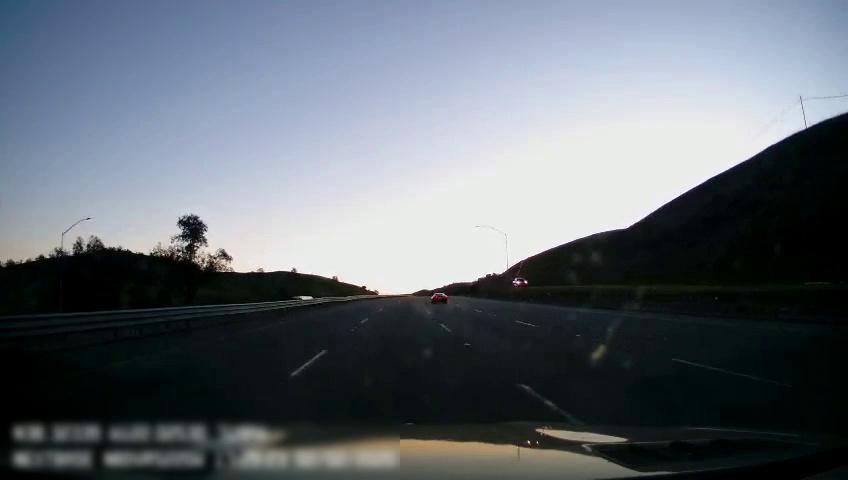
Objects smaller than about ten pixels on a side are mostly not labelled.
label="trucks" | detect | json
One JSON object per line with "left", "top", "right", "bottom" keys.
{"left": 511, "top": 277, "right": 528, "bottom": 288}
{"left": 290, "top": 295, "right": 314, "bottom": 301}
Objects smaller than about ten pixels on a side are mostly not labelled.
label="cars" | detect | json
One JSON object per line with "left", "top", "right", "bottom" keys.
{"left": 431, "top": 292, "right": 448, "bottom": 305}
